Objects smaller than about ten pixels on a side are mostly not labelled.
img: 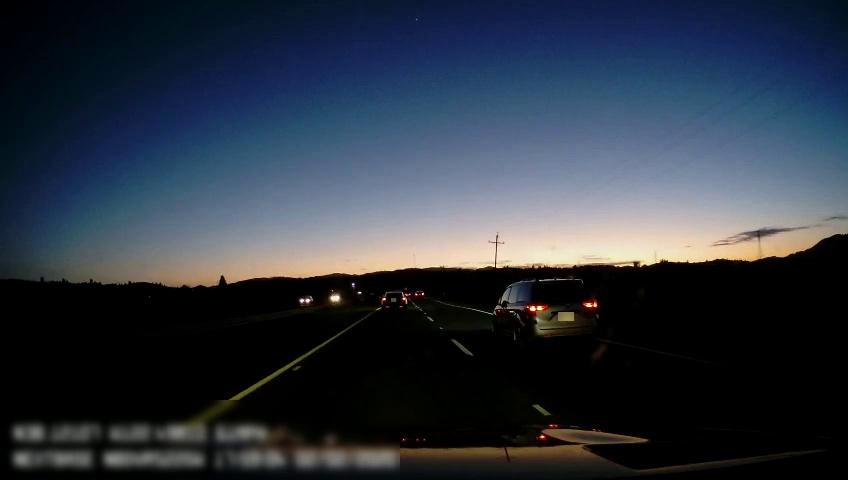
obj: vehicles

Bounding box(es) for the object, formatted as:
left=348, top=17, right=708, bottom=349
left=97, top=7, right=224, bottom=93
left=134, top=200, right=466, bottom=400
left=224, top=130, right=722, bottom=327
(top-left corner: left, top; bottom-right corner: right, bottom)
left=412, top=291, right=426, bottom=301
left=296, top=294, right=314, bottom=308
left=327, top=293, right=344, bottom=305
left=381, top=291, right=407, bottom=312
left=490, top=278, right=600, bottom=356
